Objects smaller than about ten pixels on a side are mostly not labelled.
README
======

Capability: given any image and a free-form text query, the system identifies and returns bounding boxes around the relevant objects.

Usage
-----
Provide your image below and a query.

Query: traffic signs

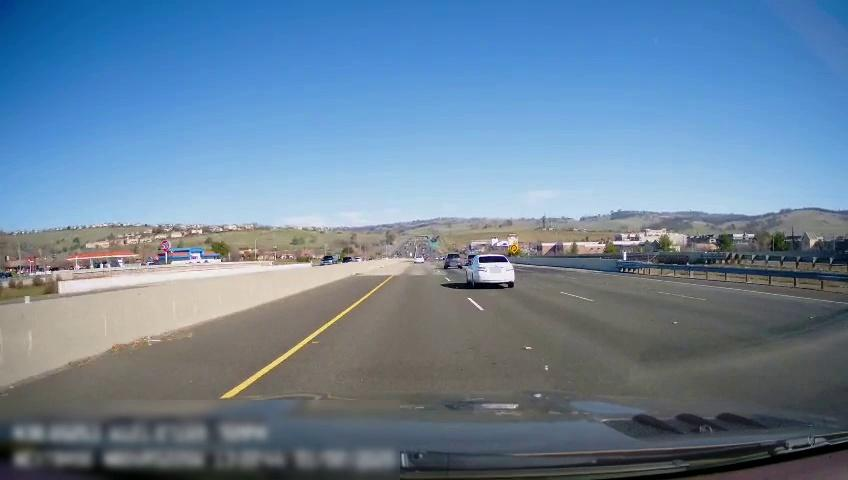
[508,243,519,256]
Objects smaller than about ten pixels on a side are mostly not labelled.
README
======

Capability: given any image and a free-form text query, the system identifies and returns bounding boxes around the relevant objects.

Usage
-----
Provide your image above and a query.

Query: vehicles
[413,255,424,264]
[443,253,463,269]
[320,255,338,266]
[341,256,353,263]
[464,254,476,266]
[465,255,515,288]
